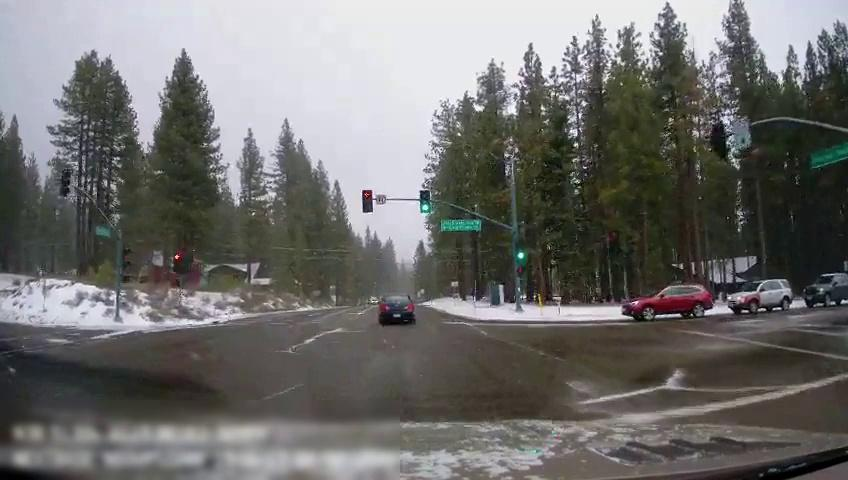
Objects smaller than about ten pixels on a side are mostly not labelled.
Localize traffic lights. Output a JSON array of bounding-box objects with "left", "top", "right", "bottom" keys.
[
  {"left": 516, "top": 248, "right": 526, "bottom": 263},
  {"left": 121, "top": 247, "right": 132, "bottom": 268},
  {"left": 710, "top": 121, "right": 728, "bottom": 158},
  {"left": 173, "top": 249, "right": 185, "bottom": 273},
  {"left": 362, "top": 189, "right": 373, "bottom": 213},
  {"left": 419, "top": 190, "right": 431, "bottom": 214},
  {"left": 60, "top": 168, "right": 72, "bottom": 198},
  {"left": 607, "top": 229, "right": 620, "bottom": 254}
]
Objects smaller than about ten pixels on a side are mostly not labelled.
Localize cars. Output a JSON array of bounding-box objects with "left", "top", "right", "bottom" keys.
[{"left": 378, "top": 295, "right": 417, "bottom": 326}]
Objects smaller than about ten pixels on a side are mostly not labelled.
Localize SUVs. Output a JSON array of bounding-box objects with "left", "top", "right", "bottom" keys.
[
  {"left": 726, "top": 278, "right": 793, "bottom": 315},
  {"left": 621, "top": 283, "right": 715, "bottom": 322}
]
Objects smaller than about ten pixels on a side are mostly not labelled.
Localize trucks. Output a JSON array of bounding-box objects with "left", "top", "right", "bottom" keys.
[{"left": 802, "top": 272, "right": 848, "bottom": 309}]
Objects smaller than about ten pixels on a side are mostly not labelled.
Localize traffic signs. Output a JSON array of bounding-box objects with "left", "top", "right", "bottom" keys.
[
  {"left": 734, "top": 114, "right": 752, "bottom": 145},
  {"left": 441, "top": 219, "right": 481, "bottom": 232},
  {"left": 95, "top": 225, "right": 111, "bottom": 238},
  {"left": 376, "top": 194, "right": 387, "bottom": 206},
  {"left": 811, "top": 142, "right": 848, "bottom": 169}
]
